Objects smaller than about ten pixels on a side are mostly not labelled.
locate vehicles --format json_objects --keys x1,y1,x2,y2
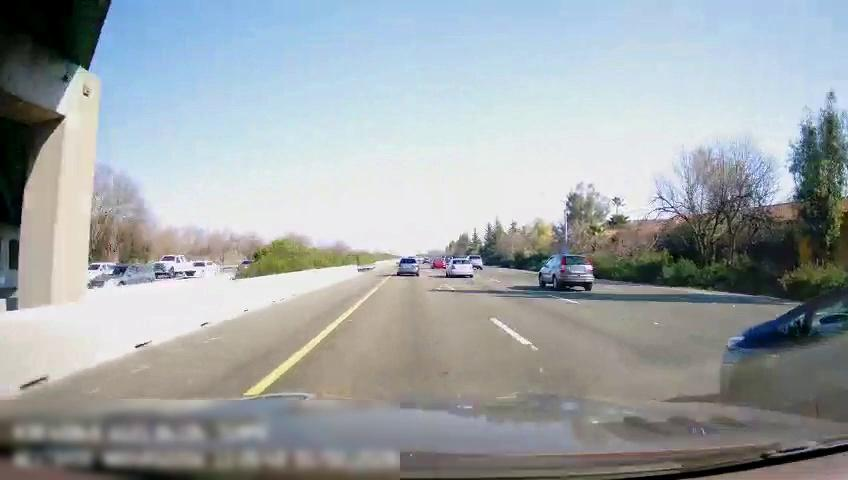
[
  {"x1": 422, "y1": 257, "x2": 431, "y2": 264},
  {"x1": 718, "y1": 278, "x2": 848, "y2": 421},
  {"x1": 538, "y1": 253, "x2": 595, "y2": 292},
  {"x1": 237, "y1": 259, "x2": 258, "y2": 271},
  {"x1": 153, "y1": 254, "x2": 194, "y2": 279},
  {"x1": 86, "y1": 265, "x2": 155, "y2": 291},
  {"x1": 396, "y1": 258, "x2": 420, "y2": 278},
  {"x1": 462, "y1": 255, "x2": 483, "y2": 271},
  {"x1": 430, "y1": 258, "x2": 445, "y2": 270},
  {"x1": 192, "y1": 261, "x2": 223, "y2": 275},
  {"x1": 445, "y1": 258, "x2": 474, "y2": 278},
  {"x1": 86, "y1": 262, "x2": 113, "y2": 284}
]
